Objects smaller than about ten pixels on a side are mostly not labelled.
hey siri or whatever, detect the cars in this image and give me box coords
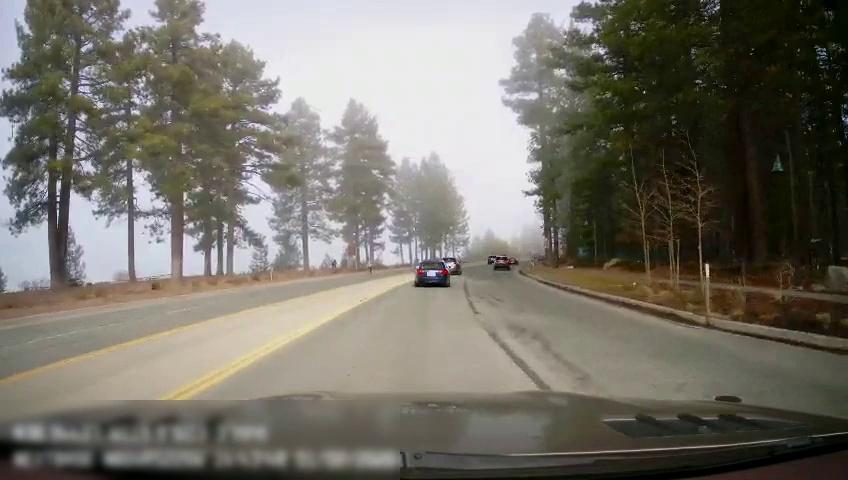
[415,260,449,287]
[441,258,459,273]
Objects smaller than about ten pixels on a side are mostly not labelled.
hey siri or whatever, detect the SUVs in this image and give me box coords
[494,256,511,270]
